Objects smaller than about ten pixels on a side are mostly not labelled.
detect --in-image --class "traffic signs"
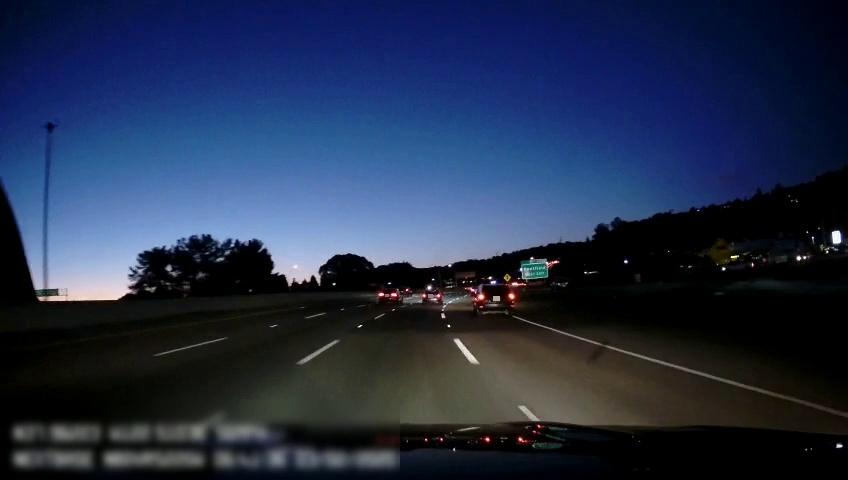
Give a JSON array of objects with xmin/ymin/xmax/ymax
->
[
  {"xmin": 708, "ymin": 238, "xmax": 735, "ymax": 265},
  {"xmin": 521, "ymin": 261, "xmax": 546, "ymax": 278}
]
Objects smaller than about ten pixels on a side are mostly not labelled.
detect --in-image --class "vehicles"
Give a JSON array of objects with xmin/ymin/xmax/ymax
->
[
  {"xmin": 399, "ymin": 286, "xmax": 413, "ymax": 297},
  {"xmin": 549, "ymin": 279, "xmax": 569, "ymax": 291},
  {"xmin": 721, "ymin": 259, "xmax": 755, "ymax": 275},
  {"xmin": 378, "ymin": 287, "xmax": 404, "ymax": 306},
  {"xmin": 470, "ymin": 284, "xmax": 515, "ymax": 319},
  {"xmin": 423, "ymin": 290, "xmax": 444, "ymax": 307}
]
